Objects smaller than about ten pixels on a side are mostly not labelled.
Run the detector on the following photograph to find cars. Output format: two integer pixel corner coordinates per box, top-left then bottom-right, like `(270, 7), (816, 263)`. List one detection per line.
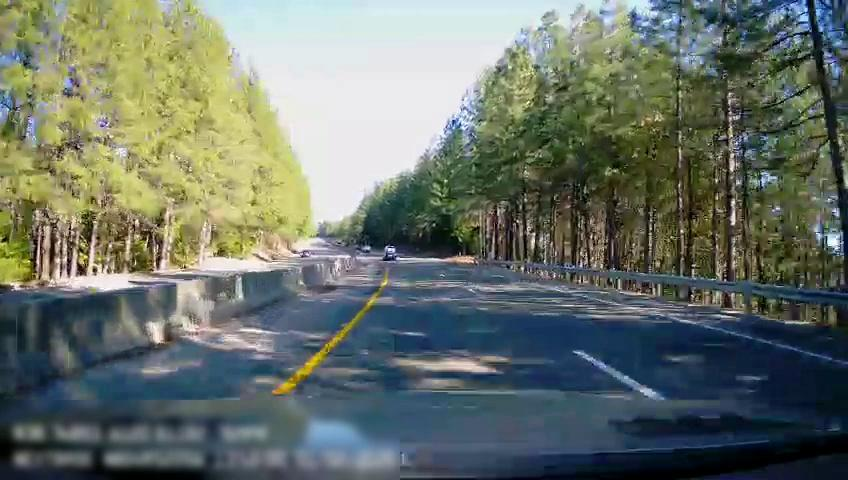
(299, 248), (312, 259)
(384, 245), (395, 253)
(382, 250), (397, 262)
